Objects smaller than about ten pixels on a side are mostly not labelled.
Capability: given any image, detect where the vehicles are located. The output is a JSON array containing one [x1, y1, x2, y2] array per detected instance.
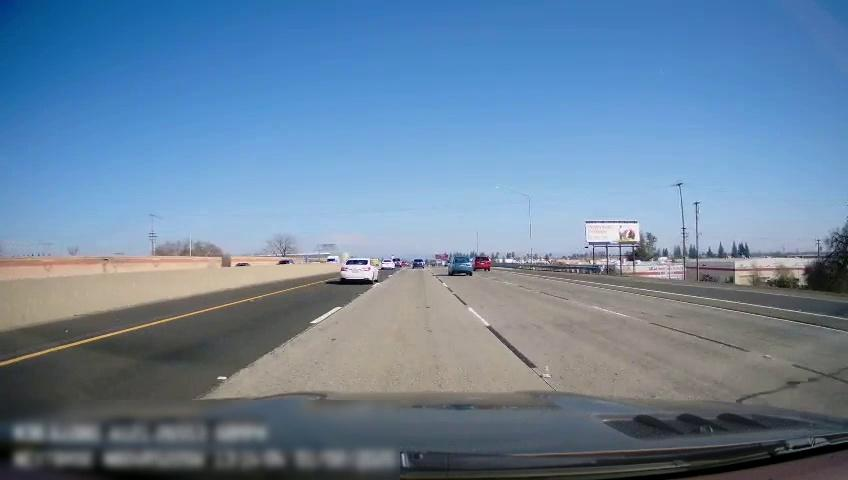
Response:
[[412, 258, 425, 269], [275, 258, 295, 265], [392, 258, 403, 268], [339, 258, 380, 285], [447, 256, 473, 277], [325, 255, 341, 265], [380, 258, 395, 270], [235, 262, 252, 267], [469, 256, 491, 272]]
